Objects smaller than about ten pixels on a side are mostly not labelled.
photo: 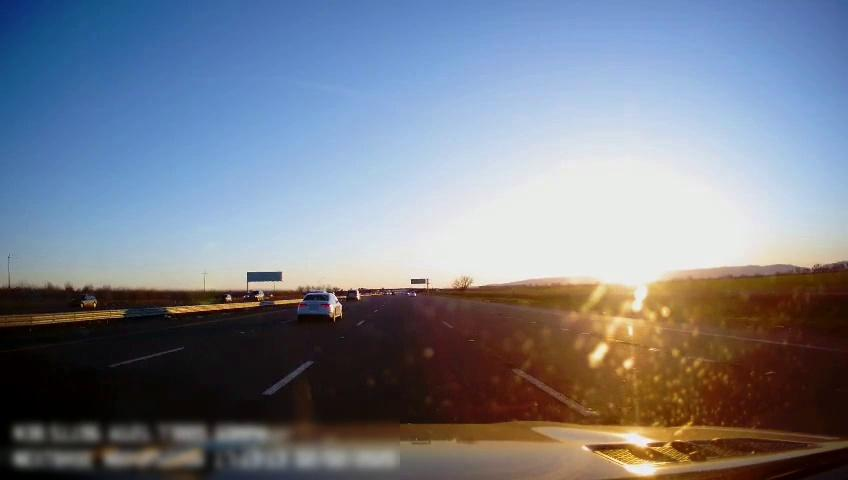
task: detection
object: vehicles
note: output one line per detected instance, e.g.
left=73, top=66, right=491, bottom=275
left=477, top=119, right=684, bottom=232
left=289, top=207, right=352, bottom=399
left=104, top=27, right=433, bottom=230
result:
left=70, top=294, right=98, bottom=309
left=346, top=290, right=361, bottom=301
left=247, top=290, right=265, bottom=302
left=217, top=294, right=232, bottom=303
left=297, top=292, right=343, bottom=322
left=312, top=290, right=327, bottom=293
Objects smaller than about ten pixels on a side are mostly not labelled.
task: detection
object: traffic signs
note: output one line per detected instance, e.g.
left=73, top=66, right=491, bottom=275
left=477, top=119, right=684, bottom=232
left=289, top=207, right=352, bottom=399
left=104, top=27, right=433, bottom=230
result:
left=411, top=279, right=426, bottom=284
